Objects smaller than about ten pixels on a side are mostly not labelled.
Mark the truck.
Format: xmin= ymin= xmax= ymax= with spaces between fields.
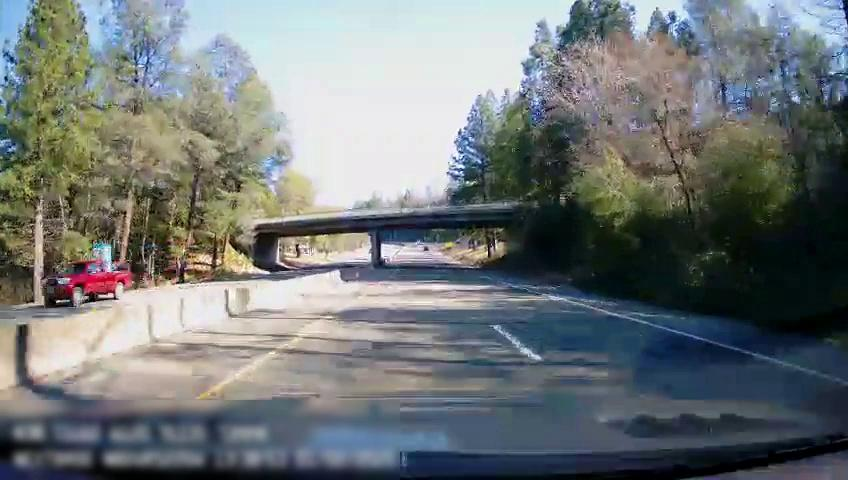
xmin=40 ymin=241 xmax=134 ymax=309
